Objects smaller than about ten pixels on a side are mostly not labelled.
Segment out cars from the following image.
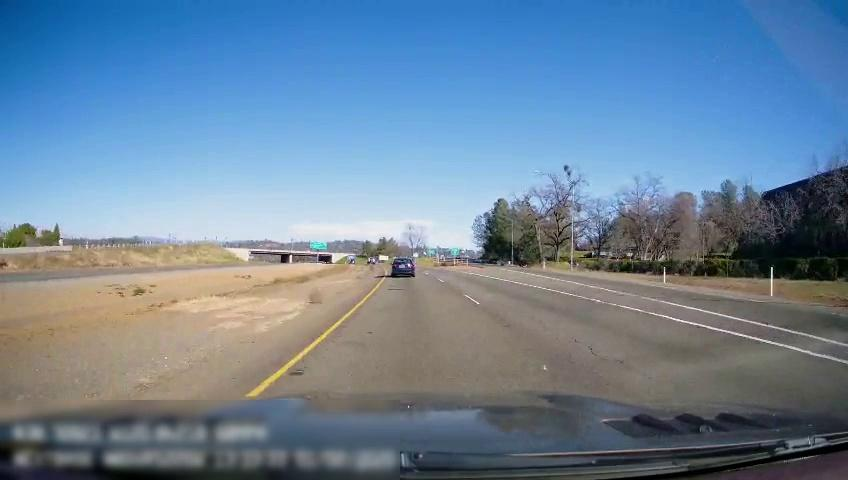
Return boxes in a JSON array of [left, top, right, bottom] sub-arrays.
[[390, 256, 415, 279]]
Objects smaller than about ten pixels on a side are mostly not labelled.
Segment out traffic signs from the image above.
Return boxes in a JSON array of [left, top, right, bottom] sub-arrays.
[[308, 241, 328, 252], [450, 246, 461, 256]]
